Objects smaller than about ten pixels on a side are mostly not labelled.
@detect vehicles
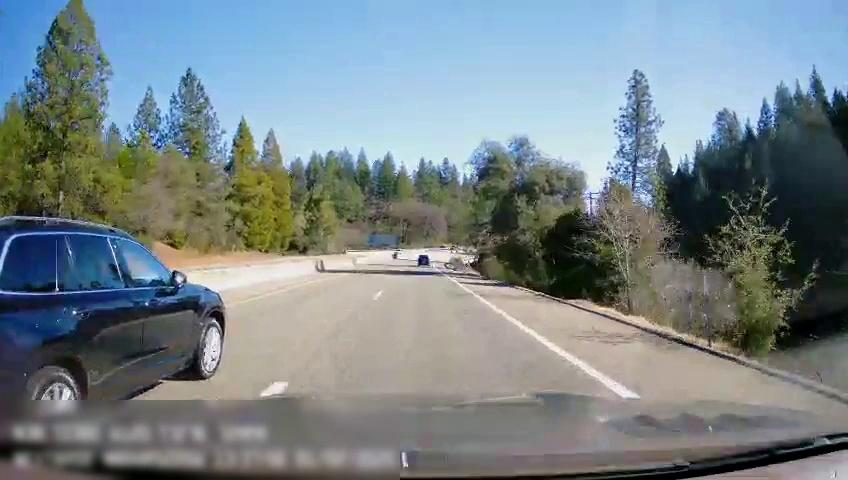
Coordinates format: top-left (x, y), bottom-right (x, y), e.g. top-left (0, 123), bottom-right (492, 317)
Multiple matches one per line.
top-left (0, 215), bottom-right (231, 422)
top-left (417, 255), bottom-right (429, 265)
